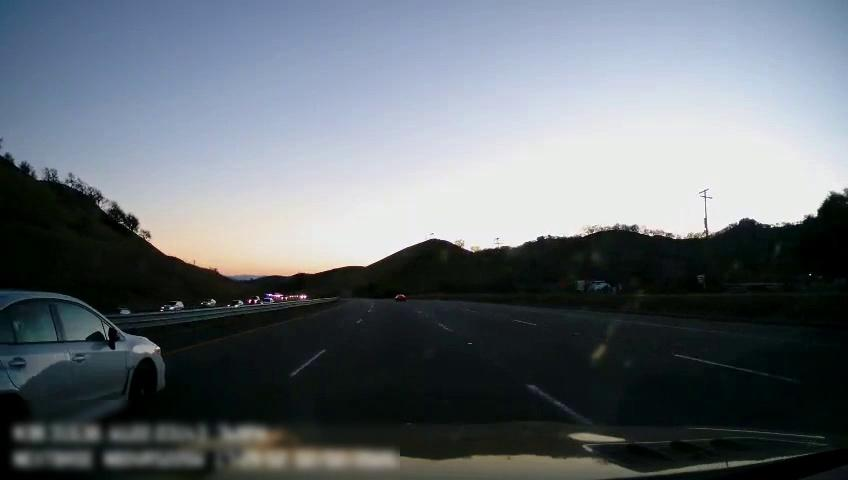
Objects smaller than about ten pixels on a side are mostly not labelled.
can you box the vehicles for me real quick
[160,300,185,312]
[110,307,131,315]
[395,294,407,302]
[245,296,262,304]
[201,298,217,308]
[257,298,275,304]
[0,290,166,443]
[227,300,244,308]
